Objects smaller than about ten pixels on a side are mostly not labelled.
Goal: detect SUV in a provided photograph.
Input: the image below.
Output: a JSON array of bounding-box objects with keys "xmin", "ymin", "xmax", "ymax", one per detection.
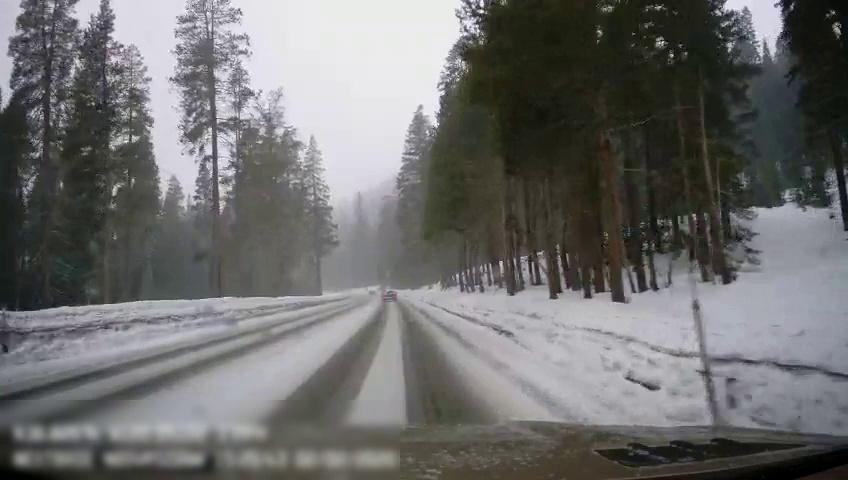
[{"xmin": 381, "ymin": 288, "xmax": 398, "ymax": 302}]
